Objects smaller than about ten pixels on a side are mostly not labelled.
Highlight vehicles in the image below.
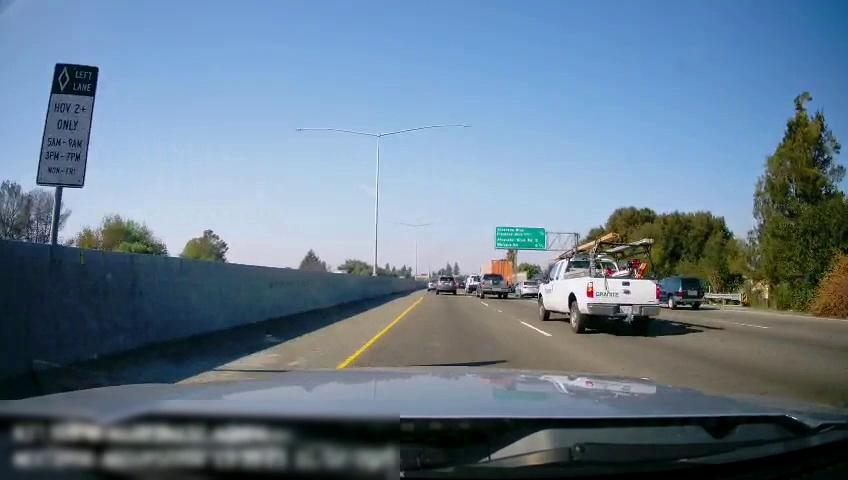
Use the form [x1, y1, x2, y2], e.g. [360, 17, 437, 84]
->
[476, 273, 510, 300]
[465, 275, 478, 294]
[484, 260, 513, 282]
[332, 269, 347, 274]
[436, 276, 457, 295]
[427, 280, 436, 291]
[514, 280, 539, 298]
[659, 275, 705, 310]
[456, 275, 467, 289]
[536, 231, 662, 335]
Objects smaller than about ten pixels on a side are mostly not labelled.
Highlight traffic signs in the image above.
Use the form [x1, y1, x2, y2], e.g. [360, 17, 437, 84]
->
[494, 225, 548, 251]
[34, 61, 101, 189]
